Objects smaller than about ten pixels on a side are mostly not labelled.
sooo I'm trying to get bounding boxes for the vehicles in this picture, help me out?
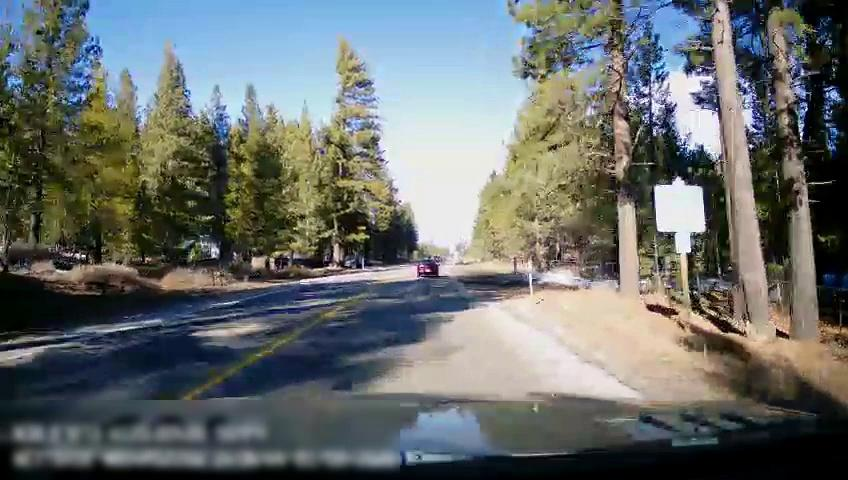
[333,254,364,271]
[417,258,438,276]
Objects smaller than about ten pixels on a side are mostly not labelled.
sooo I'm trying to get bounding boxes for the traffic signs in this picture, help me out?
[674,231,692,254]
[655,184,707,233]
